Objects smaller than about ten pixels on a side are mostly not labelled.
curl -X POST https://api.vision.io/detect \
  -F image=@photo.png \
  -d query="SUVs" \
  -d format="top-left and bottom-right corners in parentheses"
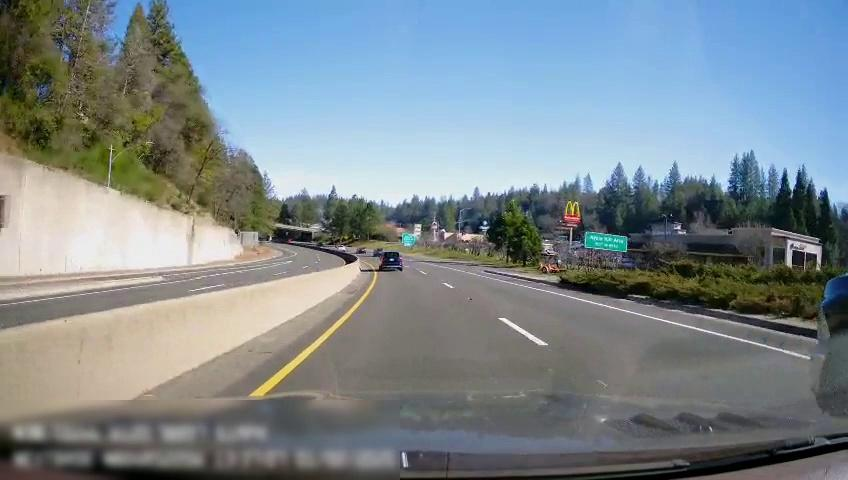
top-left (377, 250), bottom-right (402, 271)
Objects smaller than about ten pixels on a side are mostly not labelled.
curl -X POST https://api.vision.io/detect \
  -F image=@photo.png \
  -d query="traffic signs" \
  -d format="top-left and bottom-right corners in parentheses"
top-left (402, 232), bottom-right (416, 243)
top-left (583, 231), bottom-right (628, 253)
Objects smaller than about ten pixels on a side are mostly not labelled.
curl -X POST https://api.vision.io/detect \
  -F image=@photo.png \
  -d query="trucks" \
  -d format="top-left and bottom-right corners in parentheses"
top-left (806, 274), bottom-right (848, 418)
top-left (334, 244), bottom-right (346, 254)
